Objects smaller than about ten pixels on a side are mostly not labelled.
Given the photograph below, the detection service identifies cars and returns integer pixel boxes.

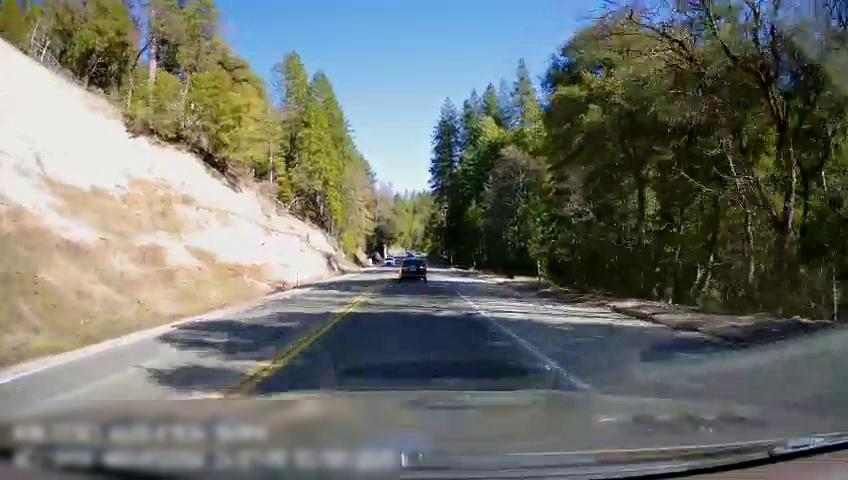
[383,255,397,267]
[399,256,428,282]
